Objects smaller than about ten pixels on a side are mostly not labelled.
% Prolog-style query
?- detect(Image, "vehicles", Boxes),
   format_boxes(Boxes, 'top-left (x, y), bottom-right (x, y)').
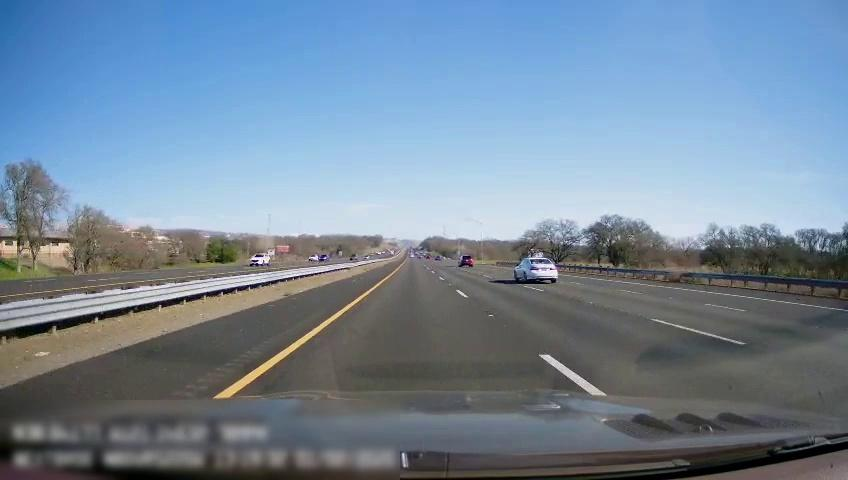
top-left (318, 254), bottom-right (330, 262)
top-left (513, 257), bottom-right (558, 284)
top-left (309, 254), bottom-right (319, 262)
top-left (349, 253), bottom-right (360, 261)
top-left (458, 255), bottom-right (473, 267)
top-left (249, 254), bottom-right (270, 267)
